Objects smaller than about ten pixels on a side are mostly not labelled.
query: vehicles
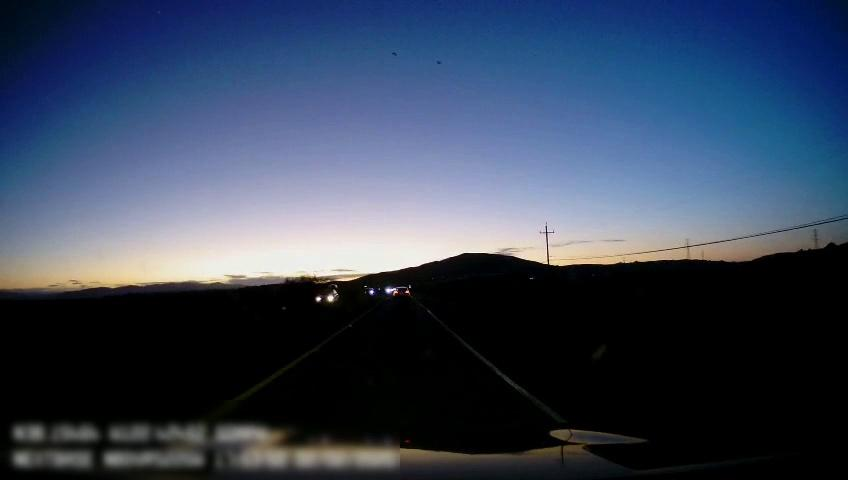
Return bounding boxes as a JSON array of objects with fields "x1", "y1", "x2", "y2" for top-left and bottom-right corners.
[
  {"x1": 393, "y1": 287, "x2": 411, "y2": 301},
  {"x1": 363, "y1": 287, "x2": 376, "y2": 297},
  {"x1": 313, "y1": 283, "x2": 340, "y2": 305}
]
